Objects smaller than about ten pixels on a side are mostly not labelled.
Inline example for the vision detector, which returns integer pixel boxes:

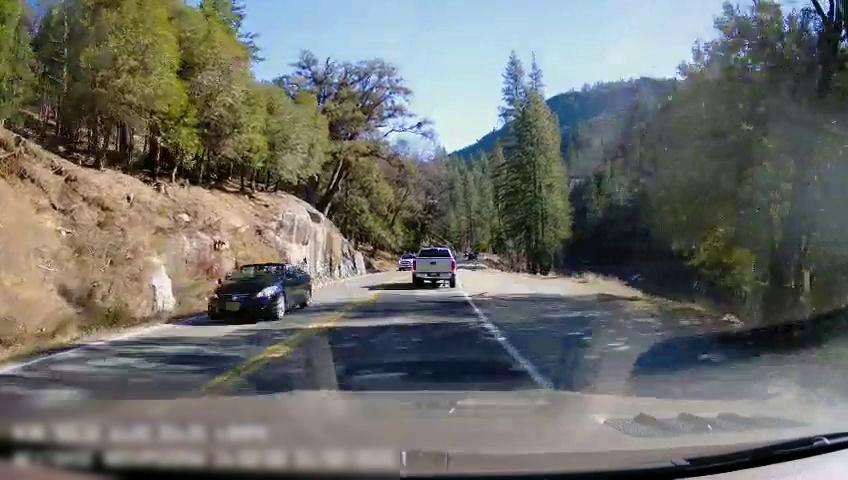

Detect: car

[208,262,315,322]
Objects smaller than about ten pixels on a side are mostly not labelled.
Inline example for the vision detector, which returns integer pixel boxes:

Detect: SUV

[397,254,416,271]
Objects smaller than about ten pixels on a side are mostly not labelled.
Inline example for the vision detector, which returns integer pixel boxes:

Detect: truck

[411,247,458,288]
